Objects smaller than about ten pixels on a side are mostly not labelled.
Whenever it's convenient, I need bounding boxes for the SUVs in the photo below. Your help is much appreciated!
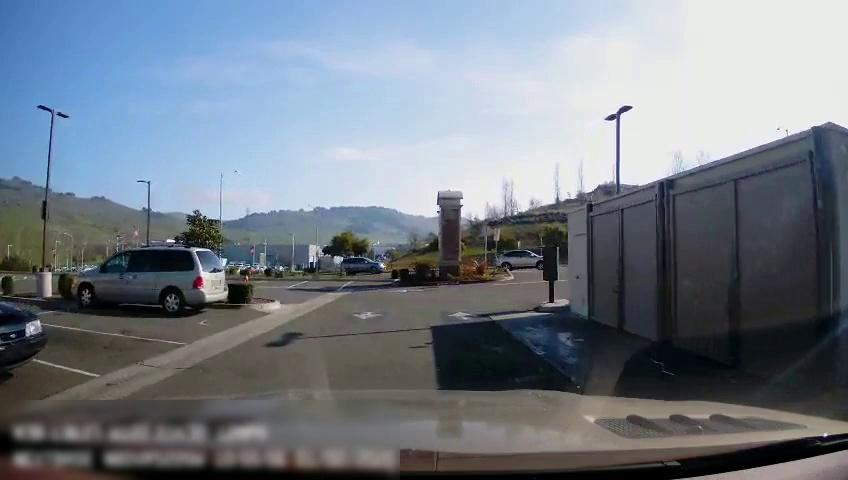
[494,249,544,272]
[341,256,385,274]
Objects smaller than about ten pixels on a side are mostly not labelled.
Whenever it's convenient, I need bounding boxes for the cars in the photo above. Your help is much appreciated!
[0,301,46,371]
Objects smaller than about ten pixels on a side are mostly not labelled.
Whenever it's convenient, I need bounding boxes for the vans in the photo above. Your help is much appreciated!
[70,246,229,316]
